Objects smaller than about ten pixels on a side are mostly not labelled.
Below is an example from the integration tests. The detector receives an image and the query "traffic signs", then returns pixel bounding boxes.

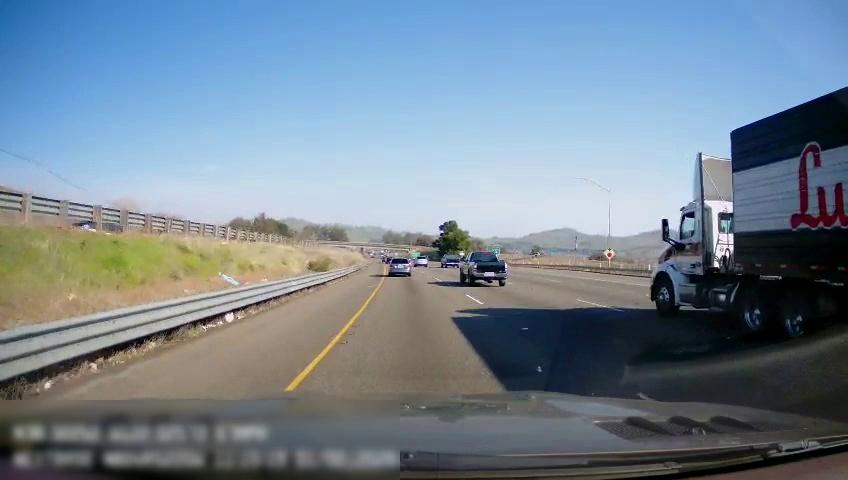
[603,246,616,260]
[489,246,501,258]
[411,251,421,258]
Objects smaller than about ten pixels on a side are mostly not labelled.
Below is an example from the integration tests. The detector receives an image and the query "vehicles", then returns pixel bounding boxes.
[458,250,507,287]
[69,218,129,235]
[440,253,460,268]
[649,84,848,342]
[387,256,412,277]
[413,255,428,268]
